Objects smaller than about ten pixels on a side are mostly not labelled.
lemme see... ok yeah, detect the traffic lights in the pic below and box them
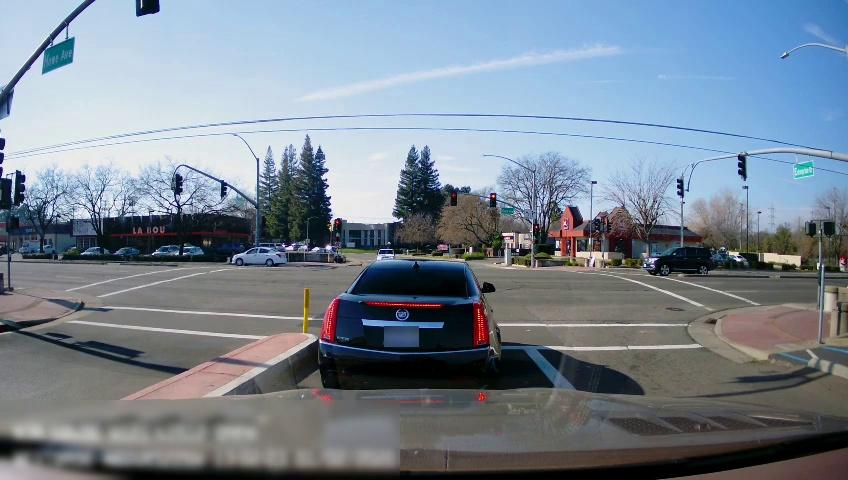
[805,222,820,236]
[676,178,686,197]
[821,221,837,235]
[0,137,6,177]
[0,178,12,210]
[334,218,342,233]
[533,223,540,236]
[595,221,602,234]
[605,221,612,234]
[736,154,747,179]
[489,192,496,207]
[133,0,160,16]
[13,170,26,206]
[220,180,227,199]
[449,191,457,207]
[173,173,183,195]
[4,217,19,232]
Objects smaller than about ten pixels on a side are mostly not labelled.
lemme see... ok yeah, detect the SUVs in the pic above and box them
[645,246,714,277]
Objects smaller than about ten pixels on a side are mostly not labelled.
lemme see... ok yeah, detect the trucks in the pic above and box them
[377,249,399,261]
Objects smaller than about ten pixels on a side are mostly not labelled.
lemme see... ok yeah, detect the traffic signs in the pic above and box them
[41,36,75,75]
[793,160,815,179]
[500,207,513,215]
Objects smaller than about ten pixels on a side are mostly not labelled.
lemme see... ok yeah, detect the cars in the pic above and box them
[232,247,286,267]
[319,260,505,390]
[80,247,109,259]
[174,246,204,258]
[112,248,136,258]
[152,245,179,258]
